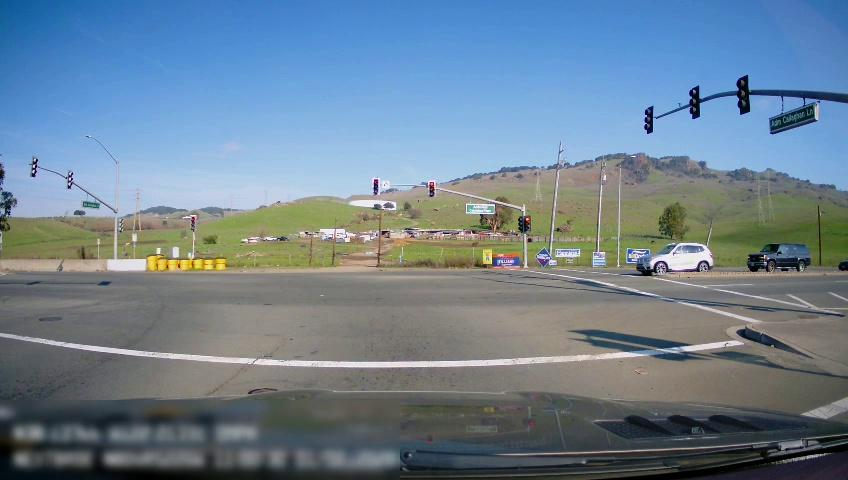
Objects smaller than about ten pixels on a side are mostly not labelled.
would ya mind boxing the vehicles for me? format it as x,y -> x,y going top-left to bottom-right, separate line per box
838,261 -> 848,272
636,242 -> 714,276
746,243 -> 812,273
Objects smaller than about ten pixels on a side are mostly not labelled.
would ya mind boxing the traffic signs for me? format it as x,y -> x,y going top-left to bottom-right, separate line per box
768,100 -> 821,135
464,201 -> 497,216
81,199 -> 101,209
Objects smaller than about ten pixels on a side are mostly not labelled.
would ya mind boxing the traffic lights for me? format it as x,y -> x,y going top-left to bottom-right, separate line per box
735,74 -> 751,115
371,176 -> 382,196
523,214 -> 533,232
30,156 -> 40,178
66,168 -> 75,190
426,178 -> 437,197
687,84 -> 702,120
643,104 -> 655,135
117,215 -> 125,233
189,214 -> 198,232
517,215 -> 525,232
